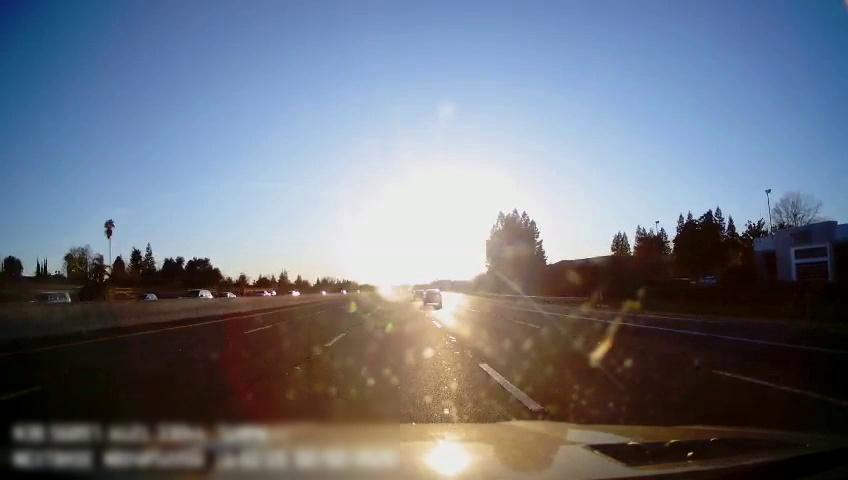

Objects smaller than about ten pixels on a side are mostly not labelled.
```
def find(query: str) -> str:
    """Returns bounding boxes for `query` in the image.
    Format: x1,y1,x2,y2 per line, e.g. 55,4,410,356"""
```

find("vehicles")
176,288,214,301
268,290,277,297
215,291,237,299
253,290,272,297
27,291,71,305
423,288,443,306
413,289,425,299
287,290,301,297
136,292,159,302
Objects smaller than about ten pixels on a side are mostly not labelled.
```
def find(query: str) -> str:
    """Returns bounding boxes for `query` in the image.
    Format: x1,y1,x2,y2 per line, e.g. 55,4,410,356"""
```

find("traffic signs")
485,239,495,258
